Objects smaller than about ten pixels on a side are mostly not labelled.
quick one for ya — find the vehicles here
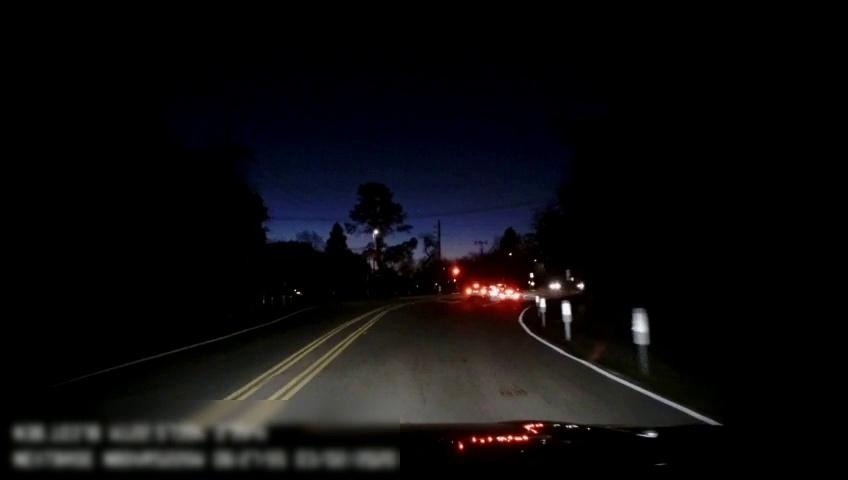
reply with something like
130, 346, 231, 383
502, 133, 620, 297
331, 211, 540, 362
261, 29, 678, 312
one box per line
466, 282, 493, 303
498, 287, 525, 305
488, 283, 506, 298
